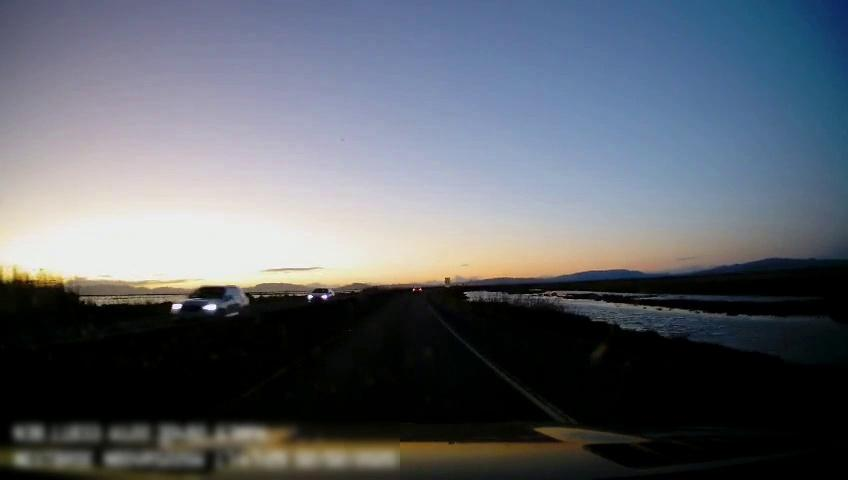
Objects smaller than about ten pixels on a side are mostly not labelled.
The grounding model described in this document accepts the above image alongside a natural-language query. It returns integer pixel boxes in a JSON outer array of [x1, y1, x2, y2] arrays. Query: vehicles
[[412, 285, 423, 293], [169, 285, 252, 324], [307, 287, 336, 304]]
